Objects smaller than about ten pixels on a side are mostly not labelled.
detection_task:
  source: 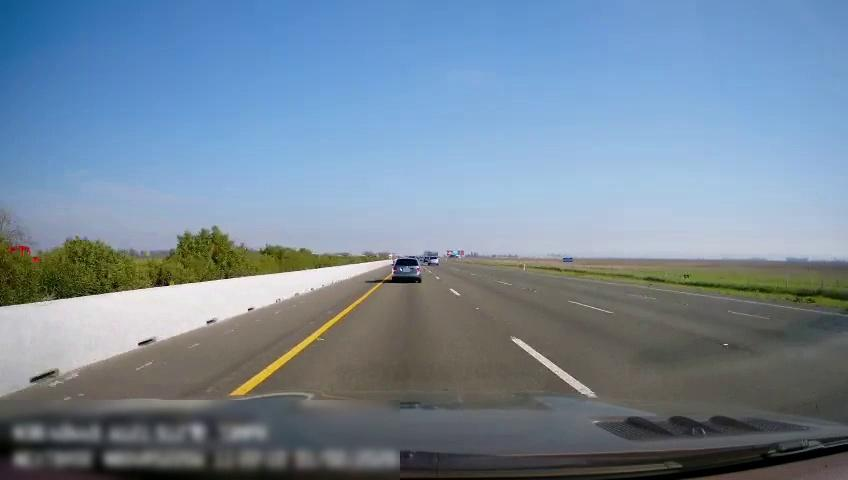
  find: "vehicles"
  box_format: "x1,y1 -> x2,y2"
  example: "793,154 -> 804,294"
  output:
427,256 -> 439,266
0,244 -> 54,275
390,257 -> 423,284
